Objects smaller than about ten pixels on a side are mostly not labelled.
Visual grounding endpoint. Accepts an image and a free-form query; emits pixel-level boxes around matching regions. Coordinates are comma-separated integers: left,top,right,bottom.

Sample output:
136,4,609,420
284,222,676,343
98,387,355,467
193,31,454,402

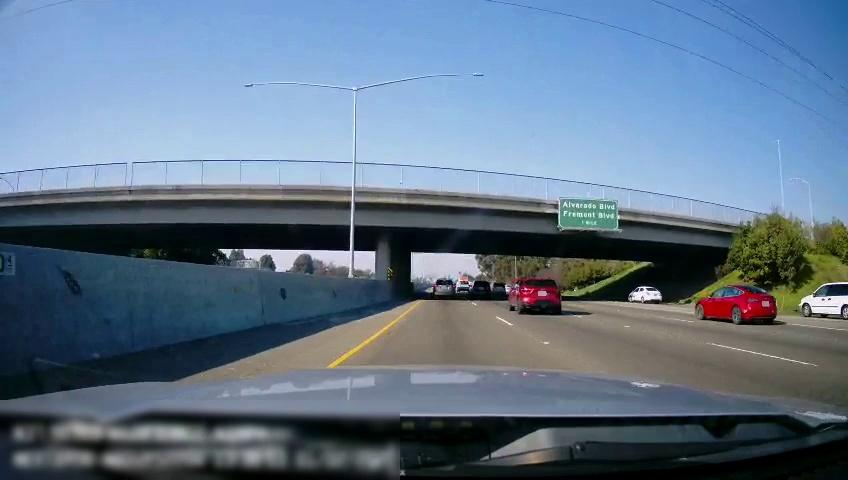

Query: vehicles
799,281,848,321
508,277,563,315
491,281,507,296
467,280,491,298
694,284,777,326
627,285,662,304
432,278,456,299
456,279,470,293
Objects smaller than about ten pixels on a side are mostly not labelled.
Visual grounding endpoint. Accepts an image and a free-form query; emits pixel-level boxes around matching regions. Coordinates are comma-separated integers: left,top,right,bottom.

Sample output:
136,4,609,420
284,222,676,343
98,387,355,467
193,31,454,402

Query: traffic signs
558,196,619,232
0,254,18,278
384,263,394,281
